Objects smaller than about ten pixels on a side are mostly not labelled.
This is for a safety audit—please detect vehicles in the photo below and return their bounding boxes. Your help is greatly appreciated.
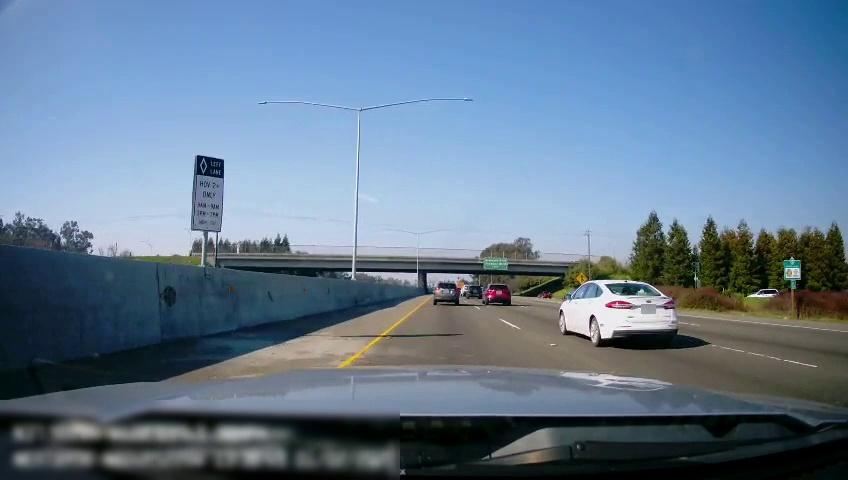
[465,285,482,300]
[460,285,467,297]
[558,278,680,348]
[432,281,461,306]
[482,283,512,305]
[747,288,780,298]
[538,289,553,299]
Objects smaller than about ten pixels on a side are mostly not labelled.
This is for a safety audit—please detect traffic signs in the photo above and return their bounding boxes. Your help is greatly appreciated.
[483,256,509,272]
[189,153,225,233]
[575,271,588,284]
